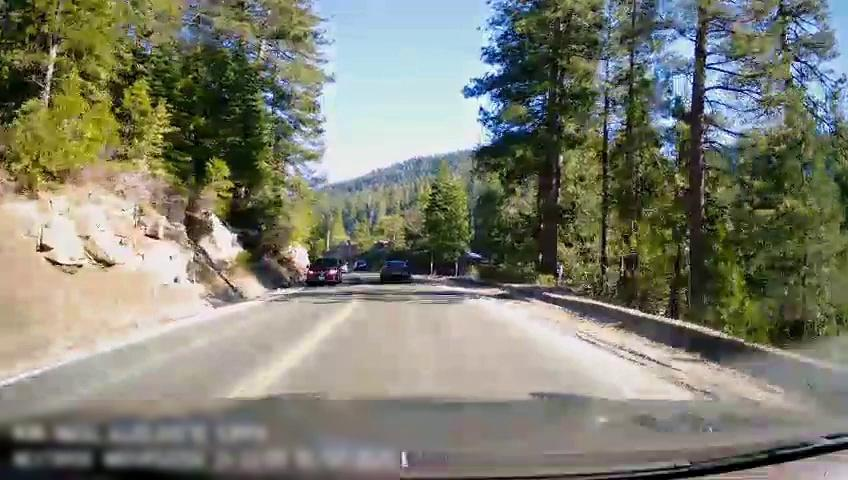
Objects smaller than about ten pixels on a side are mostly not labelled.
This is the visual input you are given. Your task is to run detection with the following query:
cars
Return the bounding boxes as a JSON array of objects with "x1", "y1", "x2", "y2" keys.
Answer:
[
  {"x1": 304, "y1": 257, "x2": 343, "y2": 286},
  {"x1": 380, "y1": 261, "x2": 408, "y2": 282},
  {"x1": 354, "y1": 260, "x2": 369, "y2": 271}
]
